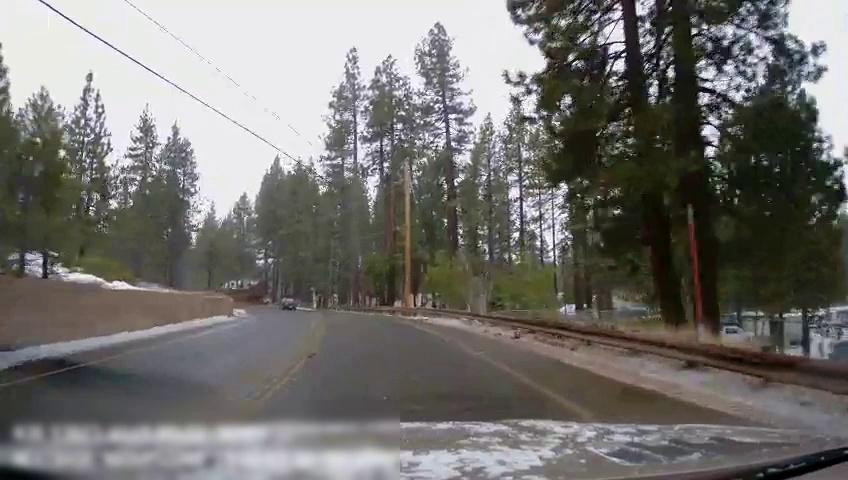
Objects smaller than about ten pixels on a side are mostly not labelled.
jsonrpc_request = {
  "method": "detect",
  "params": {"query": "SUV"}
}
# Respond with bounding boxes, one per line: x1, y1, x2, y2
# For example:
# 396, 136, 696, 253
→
281, 298, 297, 312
